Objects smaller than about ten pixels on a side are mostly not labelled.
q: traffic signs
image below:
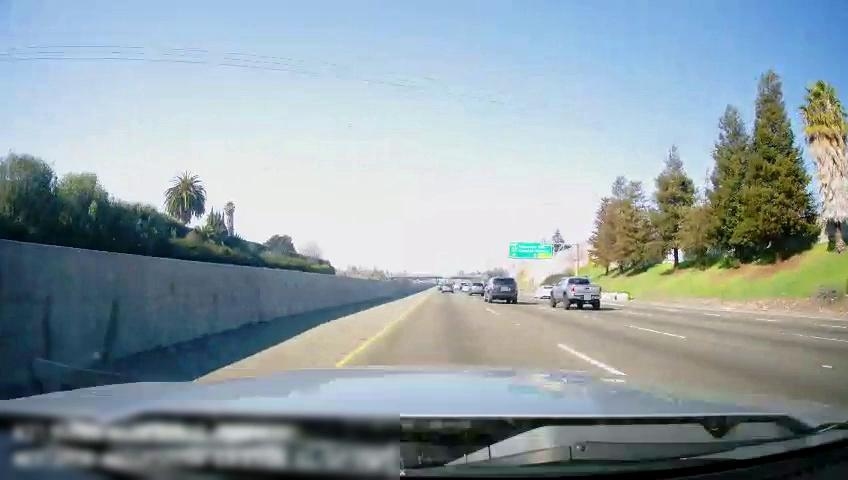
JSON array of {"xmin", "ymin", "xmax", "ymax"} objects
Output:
[{"xmin": 508, "ymin": 238, "xmax": 553, "ymax": 260}]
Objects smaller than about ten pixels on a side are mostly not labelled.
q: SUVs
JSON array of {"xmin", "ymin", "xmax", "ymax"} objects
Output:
[
  {"xmin": 469, "ymin": 282, "xmax": 485, "ymax": 296},
  {"xmin": 483, "ymin": 277, "xmax": 518, "ymax": 304}
]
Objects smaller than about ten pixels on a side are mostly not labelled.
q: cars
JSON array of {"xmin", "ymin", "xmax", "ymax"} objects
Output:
[
  {"xmin": 534, "ymin": 287, "xmax": 551, "ymax": 299},
  {"xmin": 441, "ymin": 283, "xmax": 454, "ymax": 293}
]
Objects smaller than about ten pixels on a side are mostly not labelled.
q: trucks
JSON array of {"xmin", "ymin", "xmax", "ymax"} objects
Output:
[{"xmin": 550, "ymin": 276, "xmax": 602, "ymax": 311}]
